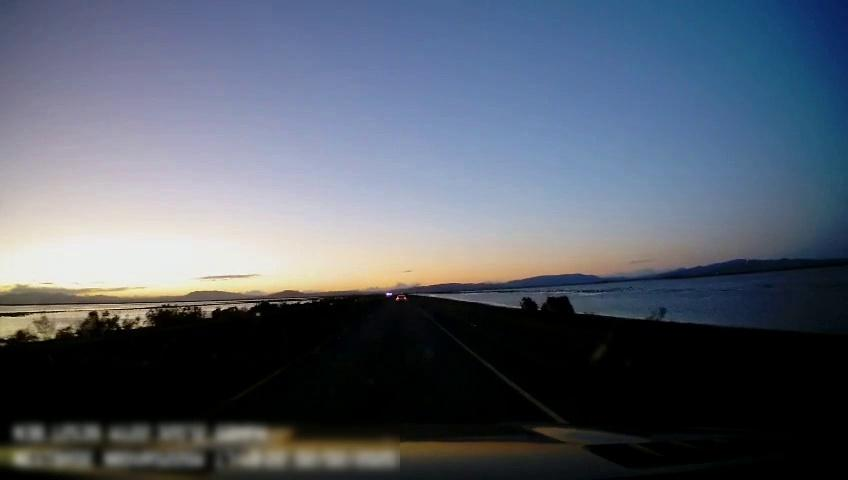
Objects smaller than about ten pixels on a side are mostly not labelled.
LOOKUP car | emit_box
[395,294,407,302]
